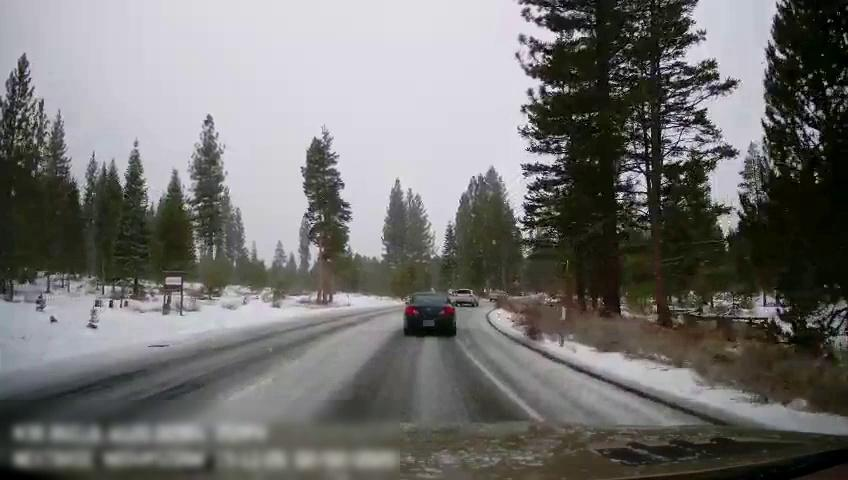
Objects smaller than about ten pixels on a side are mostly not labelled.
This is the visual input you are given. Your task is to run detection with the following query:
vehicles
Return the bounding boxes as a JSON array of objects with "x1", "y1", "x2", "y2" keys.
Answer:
[
  {"x1": 454, "y1": 289, "x2": 479, "y2": 307},
  {"x1": 490, "y1": 291, "x2": 508, "y2": 301},
  {"x1": 403, "y1": 292, "x2": 457, "y2": 335}
]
